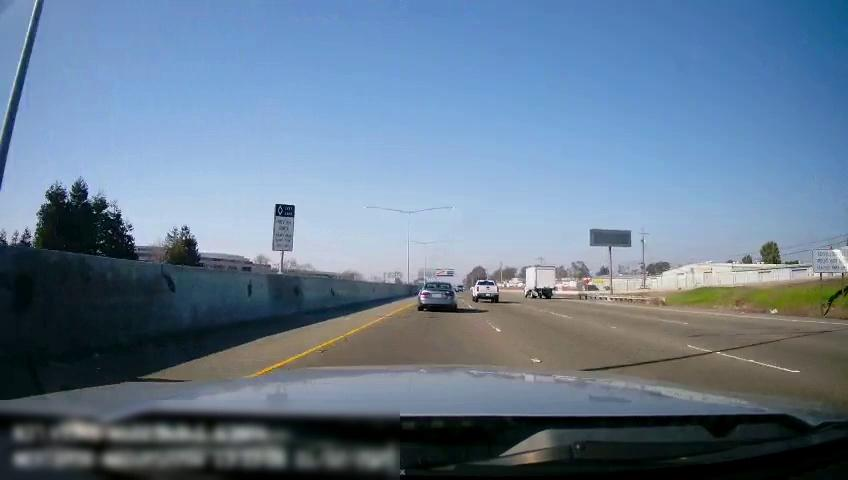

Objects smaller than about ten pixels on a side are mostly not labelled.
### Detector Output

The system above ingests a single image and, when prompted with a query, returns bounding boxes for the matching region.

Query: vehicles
[525,266,557,298]
[417,280,457,311]
[472,279,501,303]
